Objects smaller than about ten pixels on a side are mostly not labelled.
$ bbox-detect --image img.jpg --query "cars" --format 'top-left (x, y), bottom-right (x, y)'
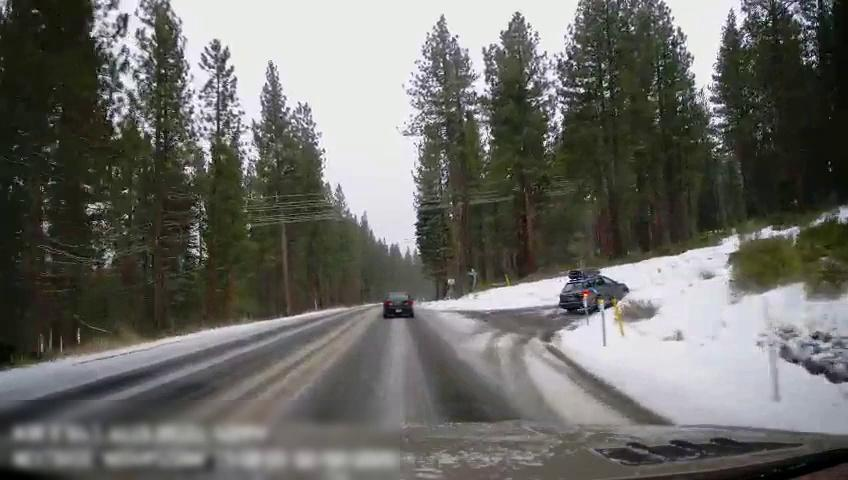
top-left (558, 267), bottom-right (631, 315)
top-left (383, 291), bottom-right (415, 319)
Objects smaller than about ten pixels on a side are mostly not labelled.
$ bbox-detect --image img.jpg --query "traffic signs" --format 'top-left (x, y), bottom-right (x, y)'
top-left (467, 271), bottom-right (480, 276)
